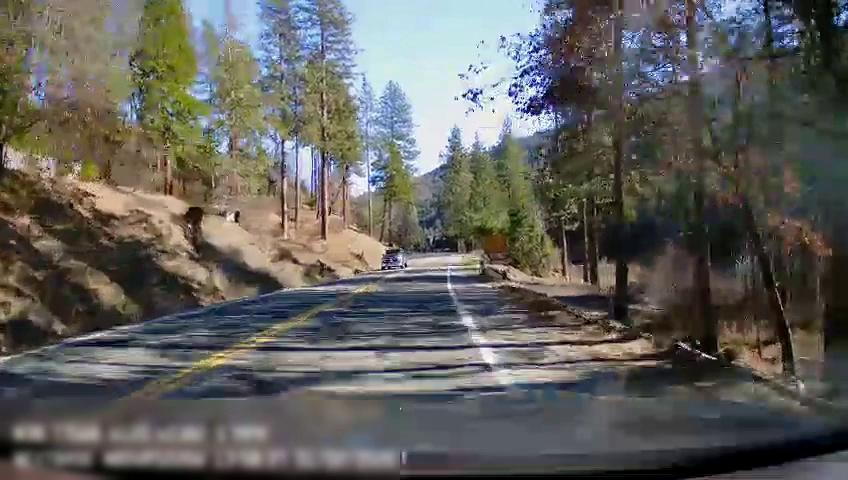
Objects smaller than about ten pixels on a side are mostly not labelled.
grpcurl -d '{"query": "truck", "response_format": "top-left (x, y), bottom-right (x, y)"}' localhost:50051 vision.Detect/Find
top-left (380, 248), bottom-right (410, 270)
